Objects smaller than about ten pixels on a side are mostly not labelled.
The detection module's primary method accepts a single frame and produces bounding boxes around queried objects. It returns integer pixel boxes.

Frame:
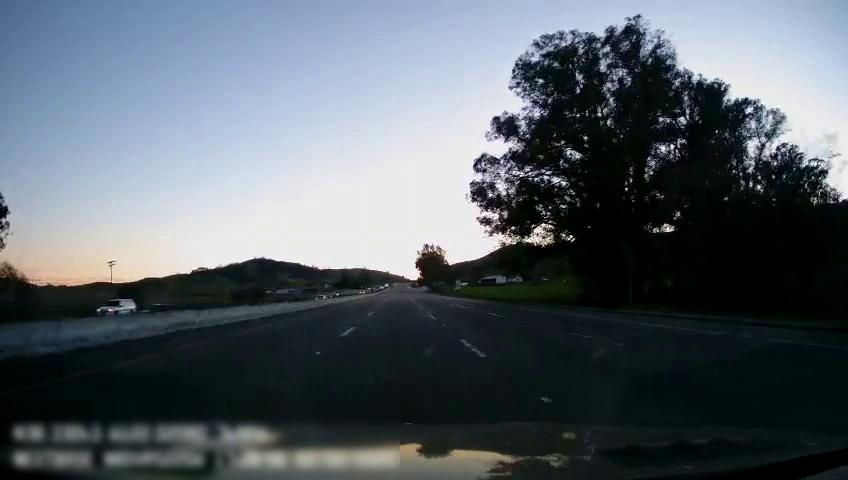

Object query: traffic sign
[455,279,461,290]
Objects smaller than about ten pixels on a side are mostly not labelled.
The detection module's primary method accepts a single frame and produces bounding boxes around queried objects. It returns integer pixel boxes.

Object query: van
[96,299,136,317]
